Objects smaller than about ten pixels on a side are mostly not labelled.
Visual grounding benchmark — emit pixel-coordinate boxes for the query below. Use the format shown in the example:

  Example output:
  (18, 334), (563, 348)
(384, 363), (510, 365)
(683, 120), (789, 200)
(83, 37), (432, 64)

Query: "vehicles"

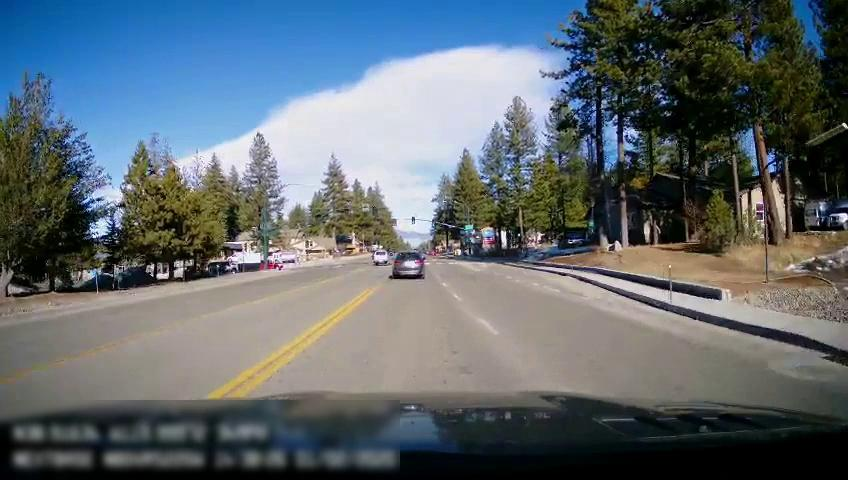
(393, 253), (424, 279)
(372, 249), (389, 263)
(259, 258), (284, 270)
(815, 204), (848, 230)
